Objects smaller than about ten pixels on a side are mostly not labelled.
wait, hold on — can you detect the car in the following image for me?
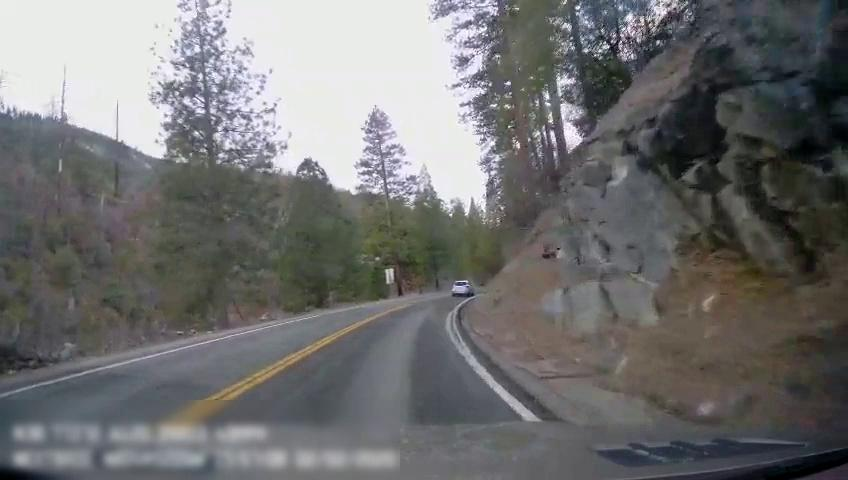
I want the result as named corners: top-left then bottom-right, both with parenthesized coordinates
top-left (451, 280), bottom-right (474, 297)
